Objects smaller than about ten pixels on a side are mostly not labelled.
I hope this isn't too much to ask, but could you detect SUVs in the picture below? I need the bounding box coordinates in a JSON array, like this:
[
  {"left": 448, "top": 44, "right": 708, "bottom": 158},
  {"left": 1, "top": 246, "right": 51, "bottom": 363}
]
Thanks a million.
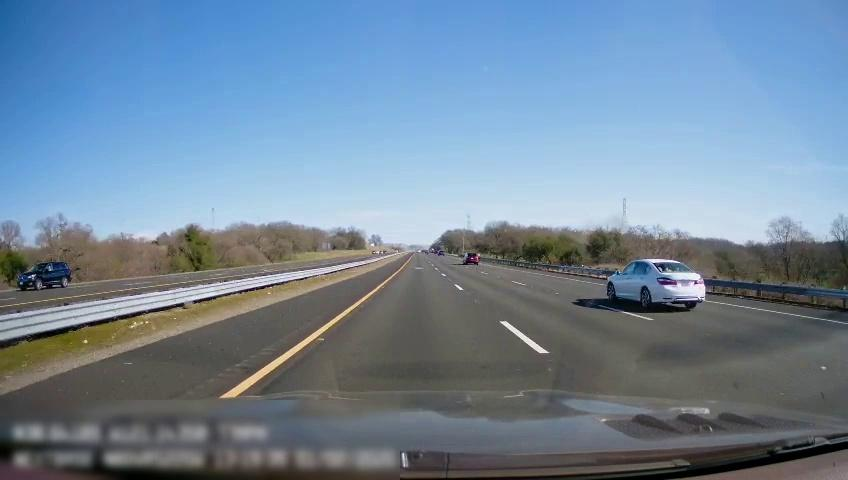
[{"left": 16, "top": 262, "right": 73, "bottom": 292}]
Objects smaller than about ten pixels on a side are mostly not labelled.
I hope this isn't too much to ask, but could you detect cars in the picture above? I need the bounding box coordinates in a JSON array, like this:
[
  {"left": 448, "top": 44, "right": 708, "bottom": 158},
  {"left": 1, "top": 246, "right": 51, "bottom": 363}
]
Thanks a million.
[
  {"left": 462, "top": 252, "right": 479, "bottom": 265},
  {"left": 605, "top": 258, "right": 706, "bottom": 311}
]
